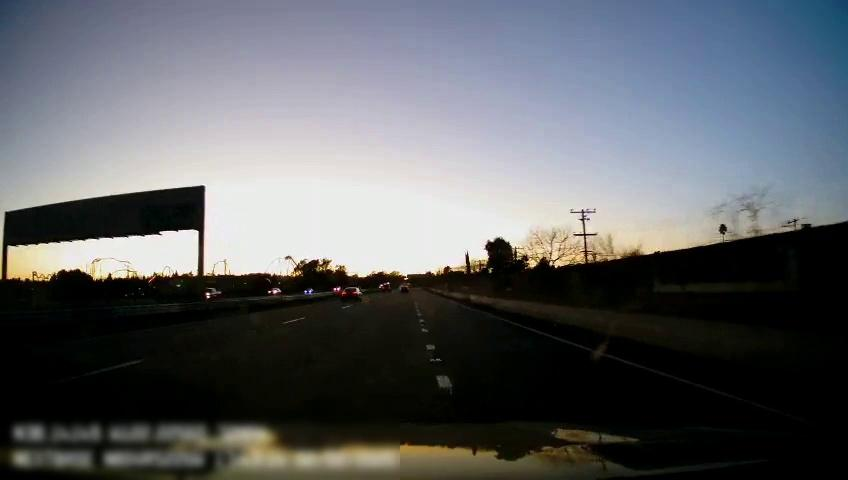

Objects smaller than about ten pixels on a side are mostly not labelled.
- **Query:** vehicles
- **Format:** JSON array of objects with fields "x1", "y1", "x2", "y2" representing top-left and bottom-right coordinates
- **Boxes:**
[
  {"x1": 303, "y1": 288, "x2": 314, "y2": 295},
  {"x1": 399, "y1": 285, "x2": 410, "y2": 295},
  {"x1": 206, "y1": 287, "x2": 222, "y2": 300},
  {"x1": 267, "y1": 287, "x2": 282, "y2": 297},
  {"x1": 341, "y1": 287, "x2": 364, "y2": 304}
]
